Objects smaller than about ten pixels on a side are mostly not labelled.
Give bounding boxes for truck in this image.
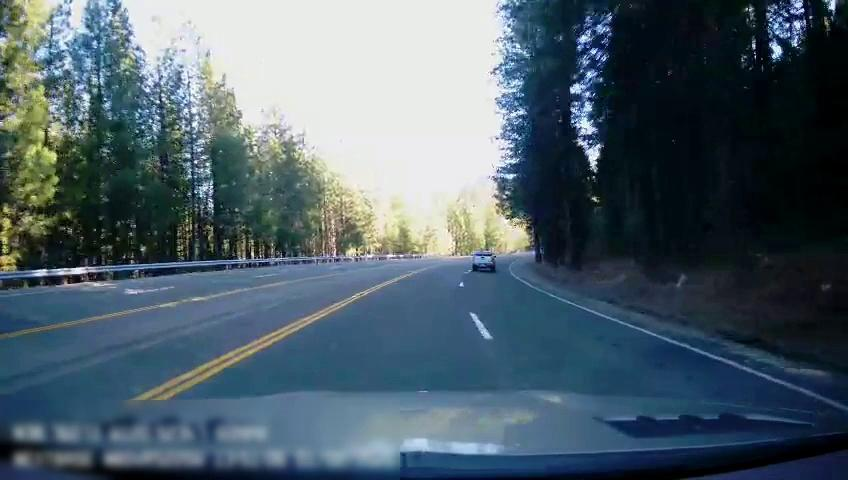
[471,250,497,273]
